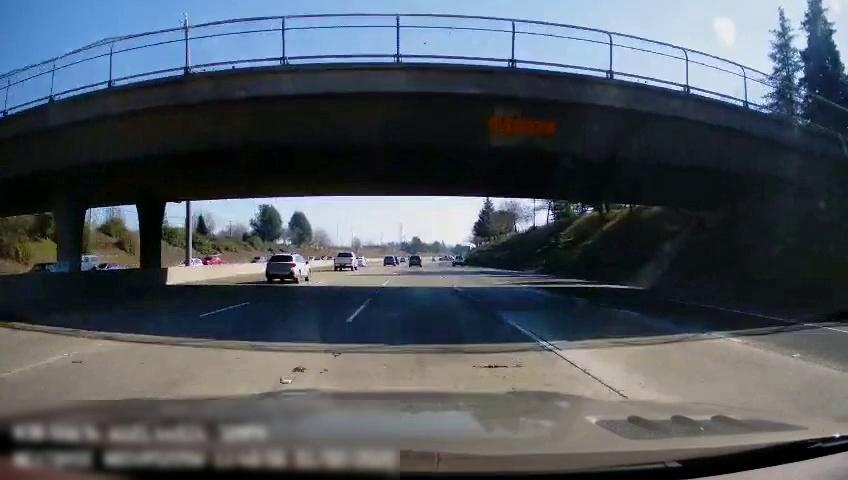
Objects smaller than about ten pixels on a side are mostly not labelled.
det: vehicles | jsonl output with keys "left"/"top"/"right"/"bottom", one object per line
{"left": 80, "top": 255, "right": 96, "bottom": 272}
{"left": 200, "top": 255, "right": 225, "bottom": 266}
{"left": 452, "top": 254, "right": 466, "bottom": 267}
{"left": 357, "top": 256, "right": 367, "bottom": 267}
{"left": 382, "top": 254, "right": 397, "bottom": 266}
{"left": 29, "top": 262, "right": 56, "bottom": 273}
{"left": 191, "top": 258, "right": 204, "bottom": 266}
{"left": 407, "top": 254, "right": 422, "bottom": 267}
{"left": 264, "top": 253, "right": 312, "bottom": 284}
{"left": 332, "top": 249, "right": 359, "bottom": 271}
{"left": 250, "top": 255, "right": 266, "bottom": 264}
{"left": 95, "top": 263, "right": 112, "bottom": 271}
